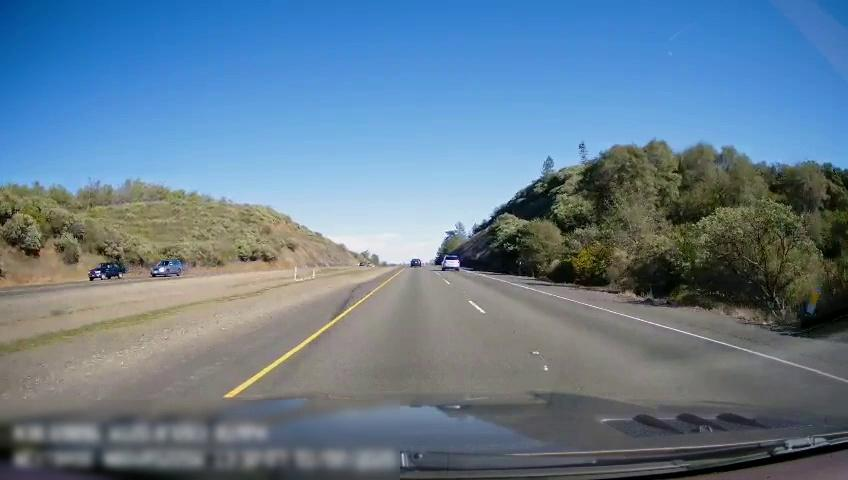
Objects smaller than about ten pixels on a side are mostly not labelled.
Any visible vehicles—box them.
[87,262,127,282]
[410,259,421,268]
[440,256,460,271]
[149,259,187,278]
